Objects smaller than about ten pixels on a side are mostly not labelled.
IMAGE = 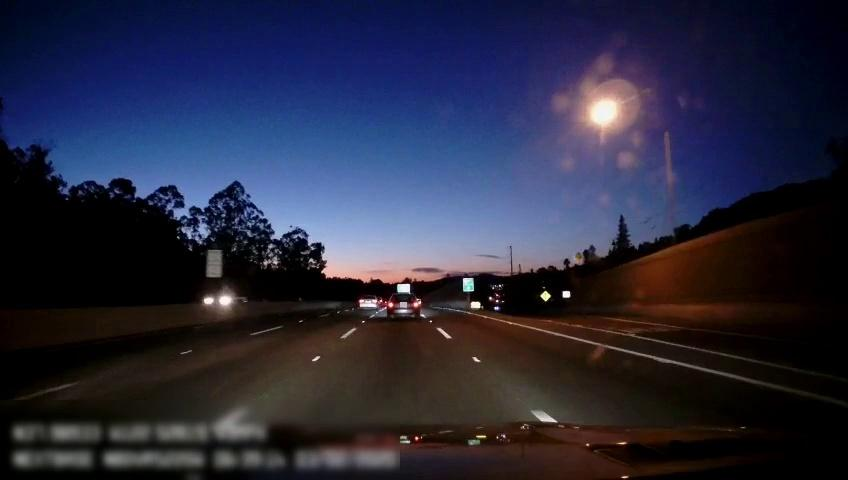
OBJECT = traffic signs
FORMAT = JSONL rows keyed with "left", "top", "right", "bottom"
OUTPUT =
{"left": 470, "top": 301, "right": 481, "bottom": 309}
{"left": 397, "top": 283, "right": 411, "bottom": 293}
{"left": 463, "top": 278, "right": 474, "bottom": 292}
{"left": 206, "top": 243, "right": 223, "bottom": 278}
{"left": 540, "top": 290, "right": 551, "bottom": 302}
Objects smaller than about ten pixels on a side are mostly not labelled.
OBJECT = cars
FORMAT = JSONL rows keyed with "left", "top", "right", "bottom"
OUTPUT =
{"left": 359, "top": 295, "right": 379, "bottom": 310}
{"left": 387, "top": 293, "right": 421, "bottom": 320}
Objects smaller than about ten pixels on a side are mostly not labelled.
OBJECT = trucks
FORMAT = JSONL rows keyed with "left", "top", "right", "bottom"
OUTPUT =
{"left": 202, "top": 290, "right": 248, "bottom": 305}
